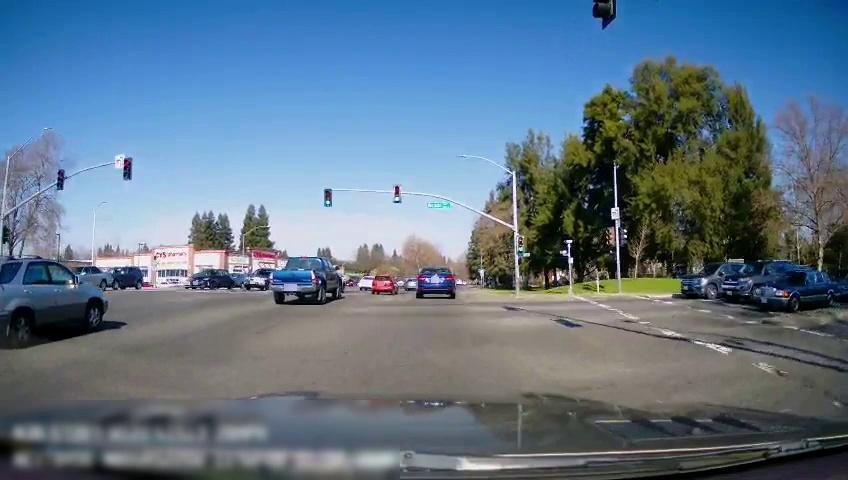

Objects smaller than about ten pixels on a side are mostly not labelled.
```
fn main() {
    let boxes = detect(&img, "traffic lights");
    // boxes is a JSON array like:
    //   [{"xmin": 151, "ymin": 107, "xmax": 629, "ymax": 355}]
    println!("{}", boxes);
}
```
[
  {"xmin": 619, "ymin": 227, "xmax": 627, "ymax": 245},
  {"xmin": 517, "ymin": 234, "xmax": 525, "ymax": 256},
  {"xmin": 394, "ymin": 185, "xmax": 401, "ymax": 203},
  {"xmin": 56, "ymin": 167, "xmax": 64, "ymax": 190},
  {"xmin": 592, "ymin": 0, "xmax": 617, "ymax": 30},
  {"xmin": 122, "ymin": 158, "xmax": 133, "ymax": 179},
  {"xmin": 606, "ymin": 225, "xmax": 616, "ymax": 246},
  {"xmin": 324, "ymin": 188, "xmax": 333, "ymax": 206}
]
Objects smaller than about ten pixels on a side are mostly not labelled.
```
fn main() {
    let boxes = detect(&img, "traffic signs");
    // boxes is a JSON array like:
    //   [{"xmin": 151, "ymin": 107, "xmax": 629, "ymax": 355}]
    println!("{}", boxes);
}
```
[
  {"xmin": 610, "ymin": 208, "xmax": 621, "ymax": 220},
  {"xmin": 114, "ymin": 156, "xmax": 123, "ymax": 167},
  {"xmin": 427, "ymin": 199, "xmax": 451, "ymax": 208}
]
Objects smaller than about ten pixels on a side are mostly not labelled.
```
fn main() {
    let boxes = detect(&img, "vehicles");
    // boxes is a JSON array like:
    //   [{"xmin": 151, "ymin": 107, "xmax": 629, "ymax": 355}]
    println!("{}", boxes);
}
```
[
  {"xmin": 69, "ymin": 265, "xmax": 115, "ymax": 291},
  {"xmin": 228, "ymin": 272, "xmax": 251, "ymax": 290},
  {"xmin": 242, "ymin": 268, "xmax": 277, "ymax": 291},
  {"xmin": 189, "ymin": 269, "xmax": 234, "ymax": 290},
  {"xmin": 271, "ymin": 256, "xmax": 345, "ymax": 304},
  {"xmin": 405, "ymin": 278, "xmax": 417, "ymax": 291},
  {"xmin": 416, "ymin": 266, "xmax": 457, "ymax": 300},
  {"xmin": 371, "ymin": 273, "xmax": 398, "ymax": 295},
  {"xmin": 357, "ymin": 276, "xmax": 375, "ymax": 292},
  {"xmin": 720, "ymin": 262, "xmax": 812, "ymax": 300},
  {"xmin": 679, "ymin": 263, "xmax": 747, "ymax": 299},
  {"xmin": 0, "ymin": 258, "xmax": 111, "ymax": 351},
  {"xmin": 108, "ymin": 265, "xmax": 144, "ymax": 291},
  {"xmin": 756, "ymin": 270, "xmax": 834, "ymax": 312}
]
